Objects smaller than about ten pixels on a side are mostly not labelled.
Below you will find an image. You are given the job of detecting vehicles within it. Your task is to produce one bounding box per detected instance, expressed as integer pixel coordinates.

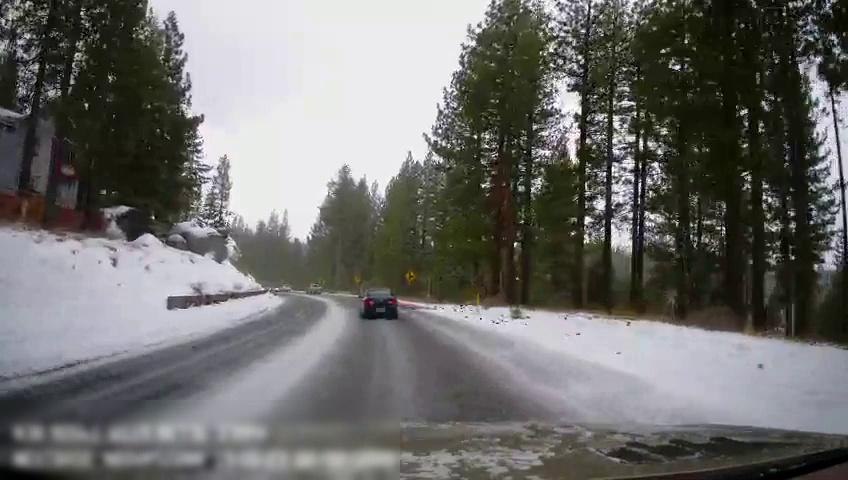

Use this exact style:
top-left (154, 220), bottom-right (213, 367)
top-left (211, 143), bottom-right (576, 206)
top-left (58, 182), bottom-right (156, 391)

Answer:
top-left (357, 291), bottom-right (399, 320)
top-left (308, 283), bottom-right (322, 295)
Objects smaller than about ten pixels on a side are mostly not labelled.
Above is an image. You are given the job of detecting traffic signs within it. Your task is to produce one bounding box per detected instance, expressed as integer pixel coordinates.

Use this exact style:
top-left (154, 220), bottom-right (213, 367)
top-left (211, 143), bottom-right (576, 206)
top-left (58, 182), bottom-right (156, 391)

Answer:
top-left (403, 271), bottom-right (417, 282)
